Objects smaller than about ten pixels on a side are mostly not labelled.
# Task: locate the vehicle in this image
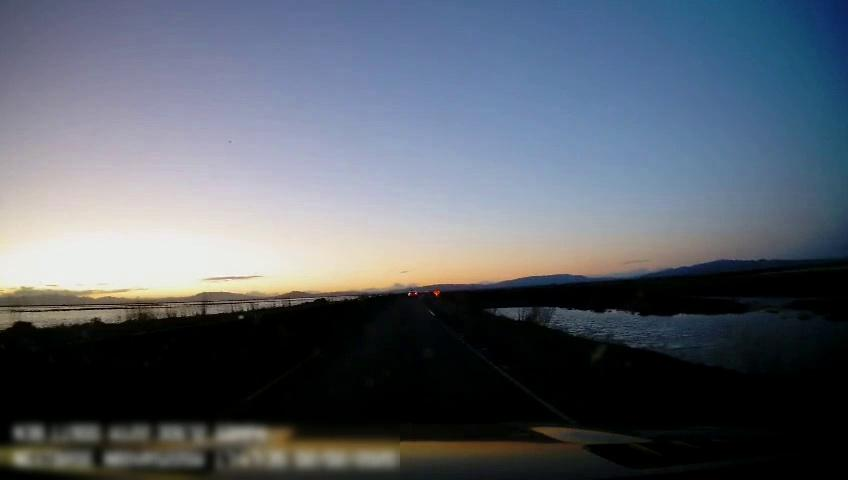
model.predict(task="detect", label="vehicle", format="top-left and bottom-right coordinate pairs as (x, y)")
top-left (407, 290), bottom-right (418, 298)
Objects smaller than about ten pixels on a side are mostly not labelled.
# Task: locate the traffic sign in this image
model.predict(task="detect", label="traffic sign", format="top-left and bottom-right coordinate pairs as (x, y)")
top-left (433, 288), bottom-right (441, 299)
